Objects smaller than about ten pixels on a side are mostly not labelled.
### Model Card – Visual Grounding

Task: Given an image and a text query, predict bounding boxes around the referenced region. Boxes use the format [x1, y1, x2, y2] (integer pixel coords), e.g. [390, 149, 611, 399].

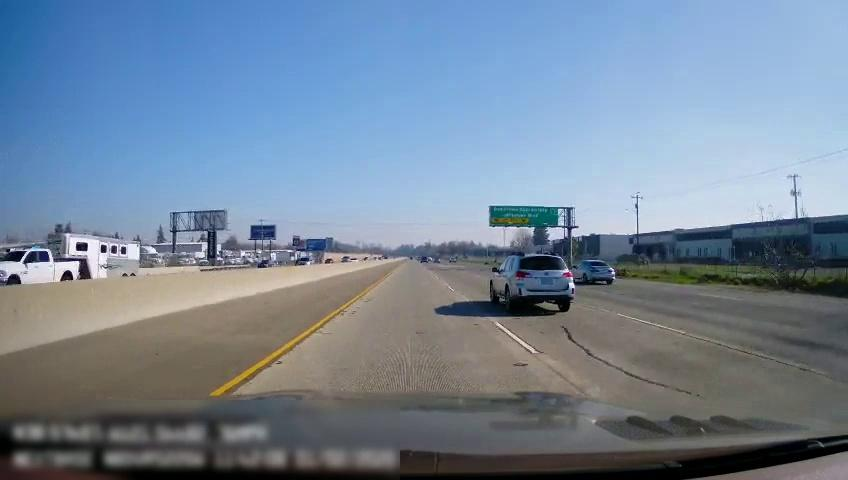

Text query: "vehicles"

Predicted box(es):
[257, 259, 275, 269]
[570, 259, 616, 286]
[0, 232, 141, 286]
[294, 257, 314, 266]
[488, 253, 576, 313]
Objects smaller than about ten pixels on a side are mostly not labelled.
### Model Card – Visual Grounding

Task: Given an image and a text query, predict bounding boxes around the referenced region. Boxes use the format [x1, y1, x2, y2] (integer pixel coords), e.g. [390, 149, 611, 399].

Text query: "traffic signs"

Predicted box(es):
[488, 205, 560, 227]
